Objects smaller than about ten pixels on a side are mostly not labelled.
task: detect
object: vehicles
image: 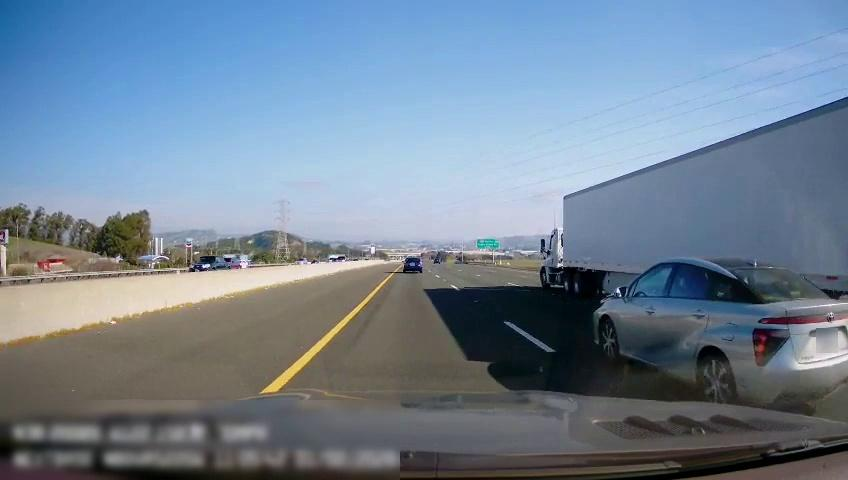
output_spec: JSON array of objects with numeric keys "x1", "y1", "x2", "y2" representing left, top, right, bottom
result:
[
  {"x1": 188, "y1": 255, "x2": 231, "y2": 273},
  {"x1": 222, "y1": 257, "x2": 243, "y2": 270},
  {"x1": 539, "y1": 95, "x2": 848, "y2": 300},
  {"x1": 593, "y1": 256, "x2": 848, "y2": 409},
  {"x1": 402, "y1": 257, "x2": 423, "y2": 274}
]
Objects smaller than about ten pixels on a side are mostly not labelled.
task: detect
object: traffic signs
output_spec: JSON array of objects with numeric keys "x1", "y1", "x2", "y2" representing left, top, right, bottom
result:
[
  {"x1": 370, "y1": 245, "x2": 375, "y2": 256},
  {"x1": 476, "y1": 239, "x2": 502, "y2": 250}
]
